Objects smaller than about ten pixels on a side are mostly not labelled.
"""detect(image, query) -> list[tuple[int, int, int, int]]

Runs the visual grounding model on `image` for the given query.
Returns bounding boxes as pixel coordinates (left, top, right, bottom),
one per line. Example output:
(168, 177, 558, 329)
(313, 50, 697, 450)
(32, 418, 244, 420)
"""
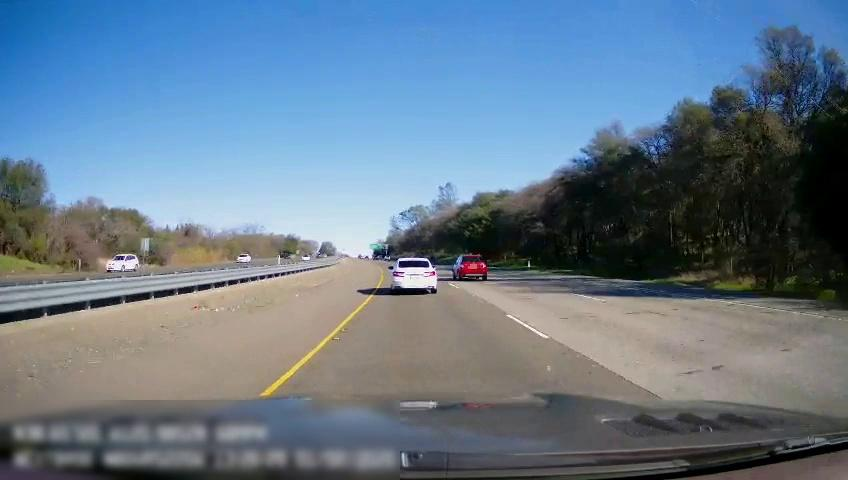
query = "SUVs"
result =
(105, 253, 140, 274)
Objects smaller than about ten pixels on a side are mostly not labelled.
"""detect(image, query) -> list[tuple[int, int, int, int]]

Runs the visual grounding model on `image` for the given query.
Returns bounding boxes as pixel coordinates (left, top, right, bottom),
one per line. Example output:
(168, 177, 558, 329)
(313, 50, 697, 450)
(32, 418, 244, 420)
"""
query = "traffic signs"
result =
(370, 243, 384, 250)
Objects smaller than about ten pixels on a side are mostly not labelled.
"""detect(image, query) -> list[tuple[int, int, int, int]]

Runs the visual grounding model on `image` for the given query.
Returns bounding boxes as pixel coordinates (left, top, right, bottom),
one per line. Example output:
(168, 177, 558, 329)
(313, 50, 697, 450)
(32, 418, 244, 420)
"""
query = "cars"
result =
(389, 258, 438, 295)
(450, 253, 488, 282)
(236, 253, 252, 265)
